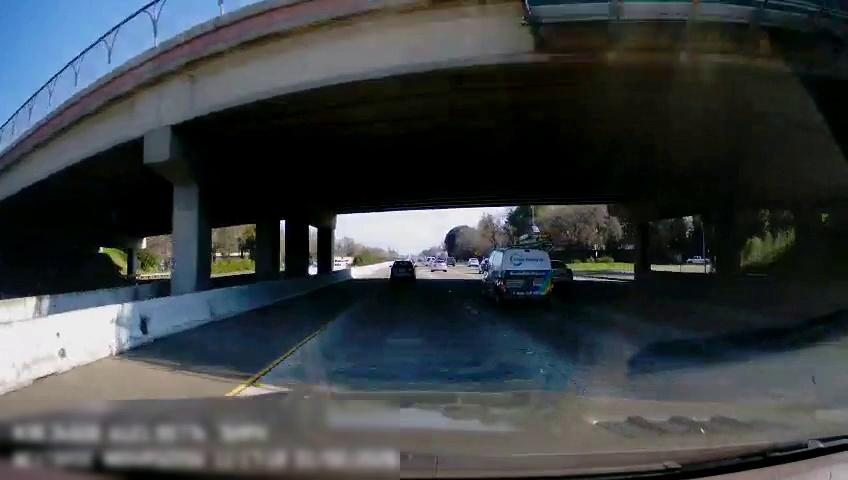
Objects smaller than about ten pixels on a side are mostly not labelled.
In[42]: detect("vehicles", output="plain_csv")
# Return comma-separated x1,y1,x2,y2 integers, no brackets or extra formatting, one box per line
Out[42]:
468,257,479,267
479,258,489,274
431,258,447,273
482,245,555,308
687,255,710,265
551,260,573,288
446,257,456,267
389,261,419,282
